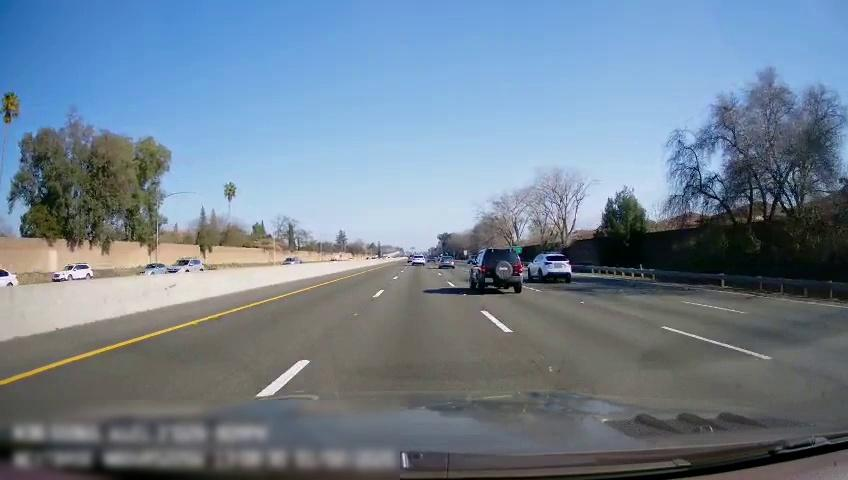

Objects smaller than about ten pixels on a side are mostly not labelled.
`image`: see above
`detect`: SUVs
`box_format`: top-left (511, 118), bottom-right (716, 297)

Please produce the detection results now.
top-left (412, 254), bottom-right (426, 266)
top-left (51, 263), bottom-right (94, 282)
top-left (467, 247), bottom-right (524, 295)
top-left (166, 258), bottom-right (205, 274)
top-left (527, 253), bottom-right (573, 282)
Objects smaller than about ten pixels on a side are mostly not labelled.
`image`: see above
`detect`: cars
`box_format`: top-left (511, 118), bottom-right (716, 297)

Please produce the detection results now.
top-left (0, 268), bottom-right (19, 288)
top-left (439, 256), bottom-right (455, 270)
top-left (279, 257), bottom-right (303, 265)
top-left (137, 263), bottom-right (166, 276)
